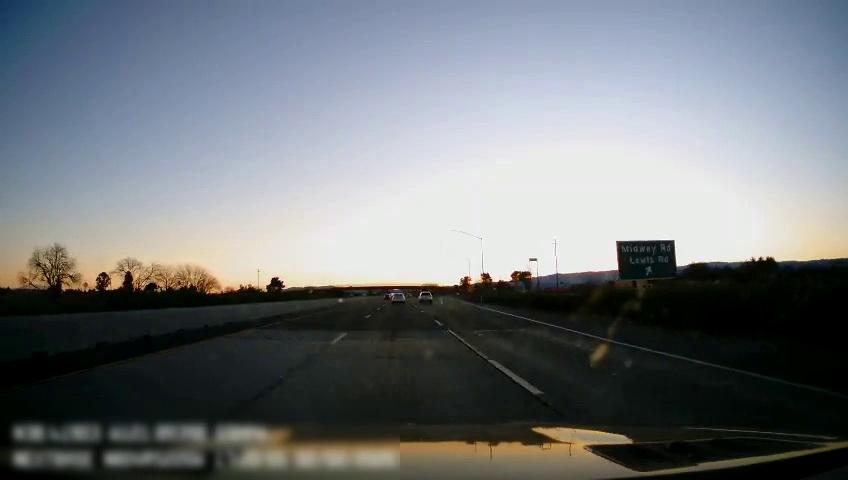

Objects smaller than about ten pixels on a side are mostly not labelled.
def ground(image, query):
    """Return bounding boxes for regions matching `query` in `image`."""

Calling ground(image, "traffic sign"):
[615,240,678,281]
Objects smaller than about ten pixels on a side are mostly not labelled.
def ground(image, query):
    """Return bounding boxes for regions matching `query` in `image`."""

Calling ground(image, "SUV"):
[418,291,434,304]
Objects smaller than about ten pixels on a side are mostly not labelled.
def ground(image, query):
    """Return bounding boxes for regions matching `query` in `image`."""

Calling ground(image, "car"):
[390,292,406,303]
